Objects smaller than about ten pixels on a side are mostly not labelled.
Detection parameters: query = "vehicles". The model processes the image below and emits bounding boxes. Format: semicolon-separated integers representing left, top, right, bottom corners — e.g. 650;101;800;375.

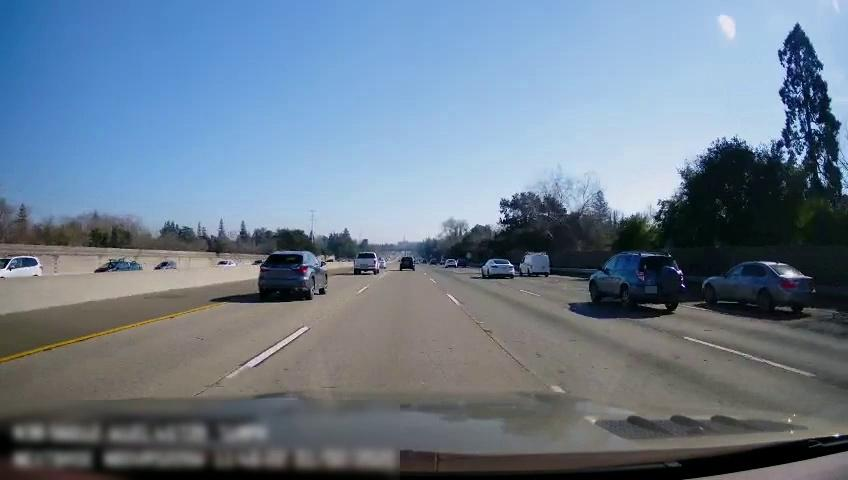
0;255;44;279
481;258;516;280
519;251;551;278
397;256;415;272
375;257;387;270
251;259;267;266
257;250;330;302
587;251;689;313
353;251;382;276
153;260;177;271
700;260;818;315
93;258;144;274
215;259;237;268
444;258;458;269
